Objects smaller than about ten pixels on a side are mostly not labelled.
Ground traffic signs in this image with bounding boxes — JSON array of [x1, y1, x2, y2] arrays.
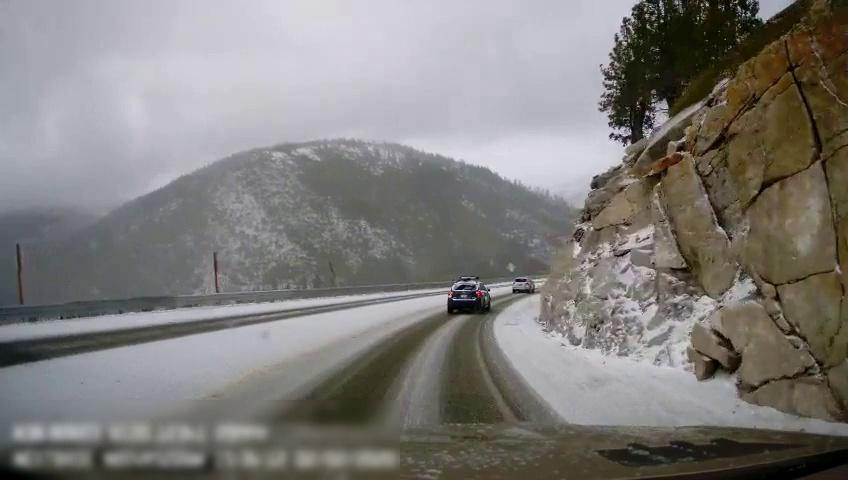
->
[[505, 262, 517, 274]]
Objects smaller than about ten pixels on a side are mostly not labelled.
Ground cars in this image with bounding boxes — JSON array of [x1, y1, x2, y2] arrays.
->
[[447, 275, 491, 314], [512, 277, 536, 293]]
